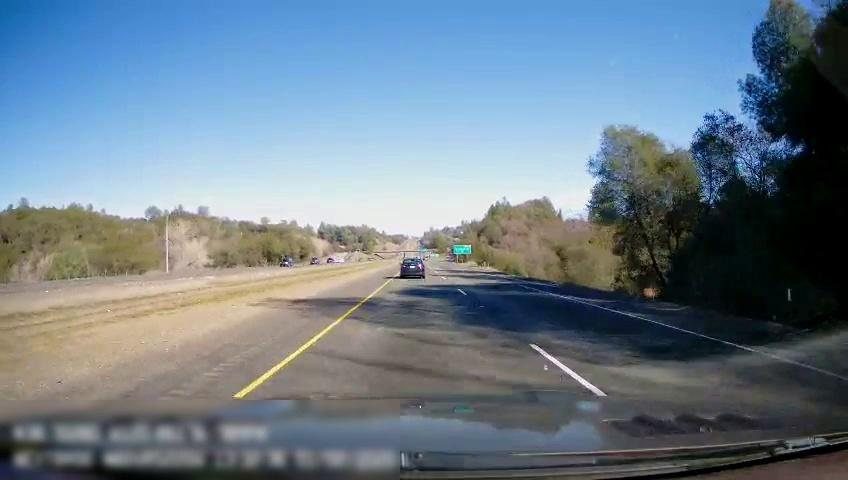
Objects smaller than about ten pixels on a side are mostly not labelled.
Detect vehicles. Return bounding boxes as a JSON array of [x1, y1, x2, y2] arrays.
[[400, 258, 425, 278], [279, 257, 295, 267]]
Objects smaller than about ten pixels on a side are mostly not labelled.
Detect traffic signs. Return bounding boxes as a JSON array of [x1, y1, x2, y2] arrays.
[[453, 245, 472, 255]]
